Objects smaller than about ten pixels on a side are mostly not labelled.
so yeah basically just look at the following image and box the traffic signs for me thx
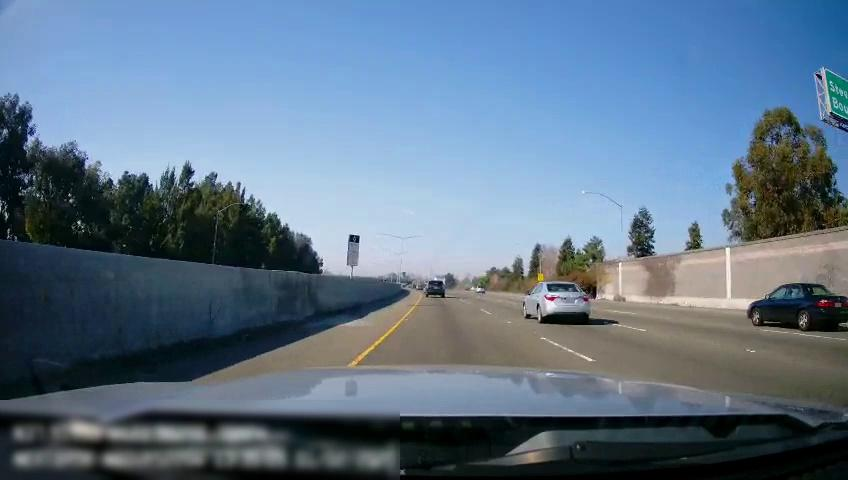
[347,234,360,266]
[824,67,848,120]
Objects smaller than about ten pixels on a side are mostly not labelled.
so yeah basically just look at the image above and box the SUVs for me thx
[424,280,446,298]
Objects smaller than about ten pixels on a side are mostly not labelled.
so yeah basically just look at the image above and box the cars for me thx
[522,281,591,324]
[746,283,848,332]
